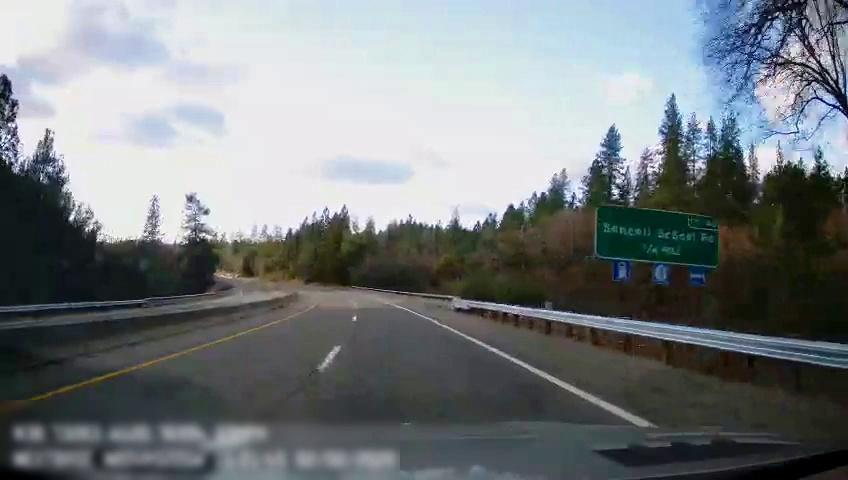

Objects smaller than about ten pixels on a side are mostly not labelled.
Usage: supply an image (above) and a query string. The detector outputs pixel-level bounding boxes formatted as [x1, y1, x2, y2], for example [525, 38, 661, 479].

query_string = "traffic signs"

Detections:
[689, 265, 707, 287]
[612, 259, 631, 282]
[652, 263, 672, 287]
[593, 204, 721, 268]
